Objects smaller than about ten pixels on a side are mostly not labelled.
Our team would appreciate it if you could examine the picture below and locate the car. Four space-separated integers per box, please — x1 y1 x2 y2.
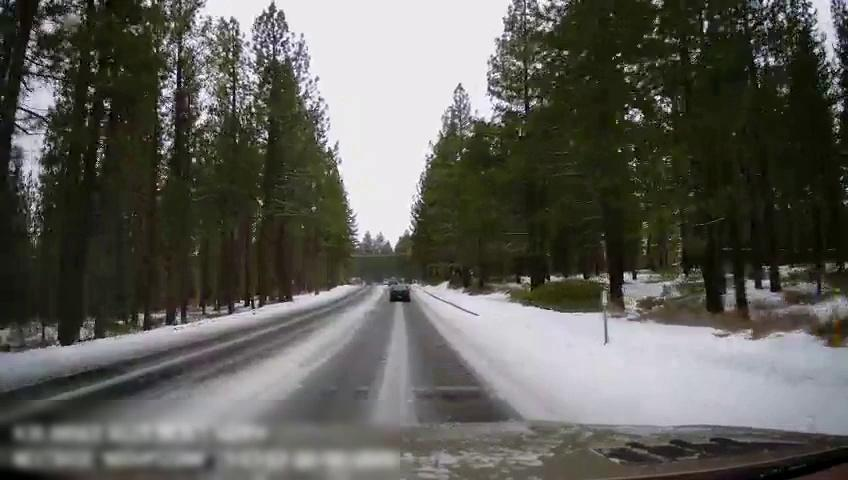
389 284 411 302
